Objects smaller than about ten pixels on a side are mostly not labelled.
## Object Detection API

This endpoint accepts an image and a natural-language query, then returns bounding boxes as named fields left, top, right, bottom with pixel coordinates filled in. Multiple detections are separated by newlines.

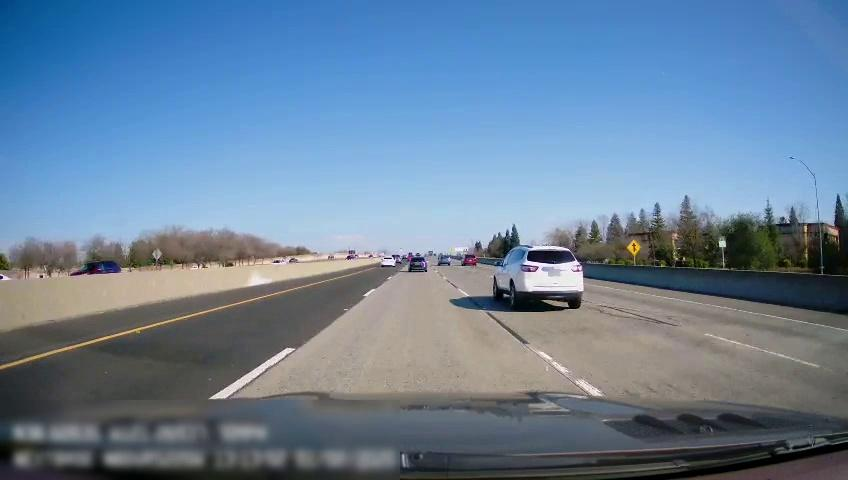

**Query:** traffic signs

left=718, top=236, right=727, bottom=248
left=626, top=239, right=642, bottom=256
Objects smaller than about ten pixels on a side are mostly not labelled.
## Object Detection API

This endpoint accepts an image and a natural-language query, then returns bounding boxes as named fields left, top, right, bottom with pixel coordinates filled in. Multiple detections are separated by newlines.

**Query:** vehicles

left=461, top=254, right=478, bottom=267
left=380, top=256, right=396, bottom=268
left=391, top=254, right=402, bottom=265
left=68, top=259, right=122, bottom=276
left=437, top=254, right=451, bottom=266
left=0, top=273, right=13, bottom=281
left=492, top=244, right=585, bottom=310
left=408, top=256, right=428, bottom=273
